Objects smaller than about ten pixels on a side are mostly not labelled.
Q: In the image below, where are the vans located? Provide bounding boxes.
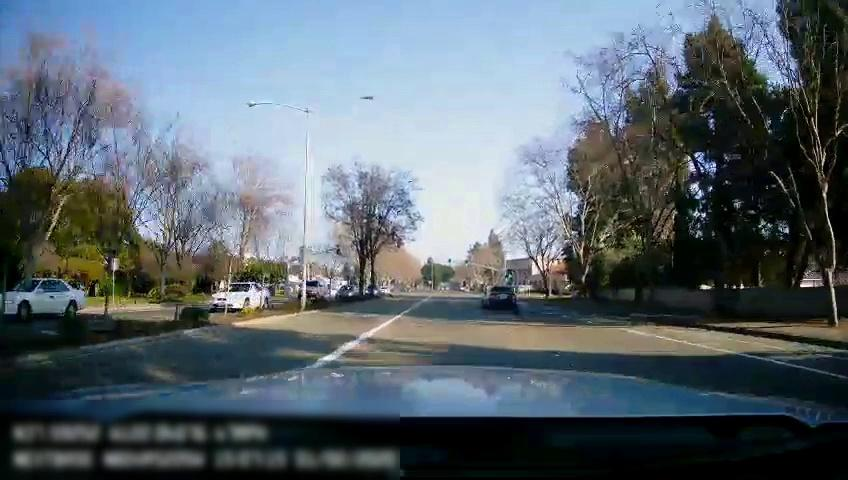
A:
[297,279,330,302]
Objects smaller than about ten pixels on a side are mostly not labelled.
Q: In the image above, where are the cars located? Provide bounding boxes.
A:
[479,285,520,313]
[363,284,382,297]
[208,281,273,314]
[0,277,88,323]
[334,284,361,300]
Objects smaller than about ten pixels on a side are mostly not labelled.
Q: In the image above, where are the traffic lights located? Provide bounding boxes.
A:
[335,243,342,257]
[507,269,514,281]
